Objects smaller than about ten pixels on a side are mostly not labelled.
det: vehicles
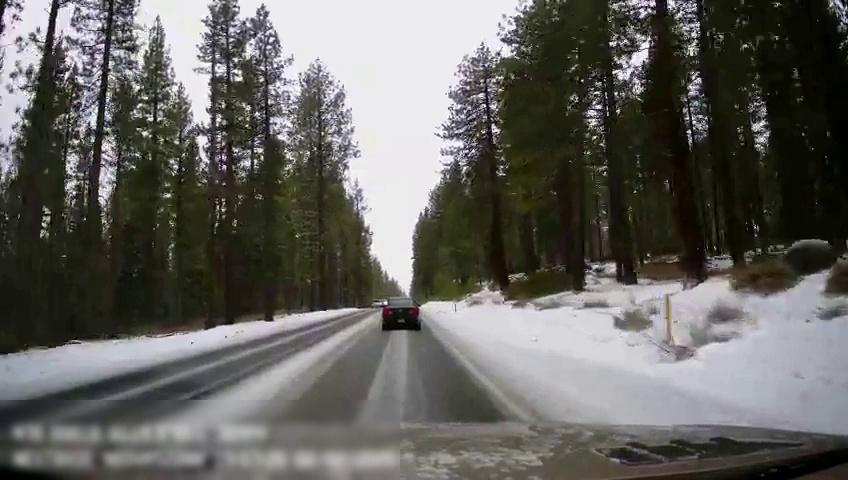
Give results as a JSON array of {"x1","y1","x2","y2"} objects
[
  {"x1": 382, "y1": 297, "x2": 420, "y2": 329},
  {"x1": 374, "y1": 298, "x2": 389, "y2": 308}
]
